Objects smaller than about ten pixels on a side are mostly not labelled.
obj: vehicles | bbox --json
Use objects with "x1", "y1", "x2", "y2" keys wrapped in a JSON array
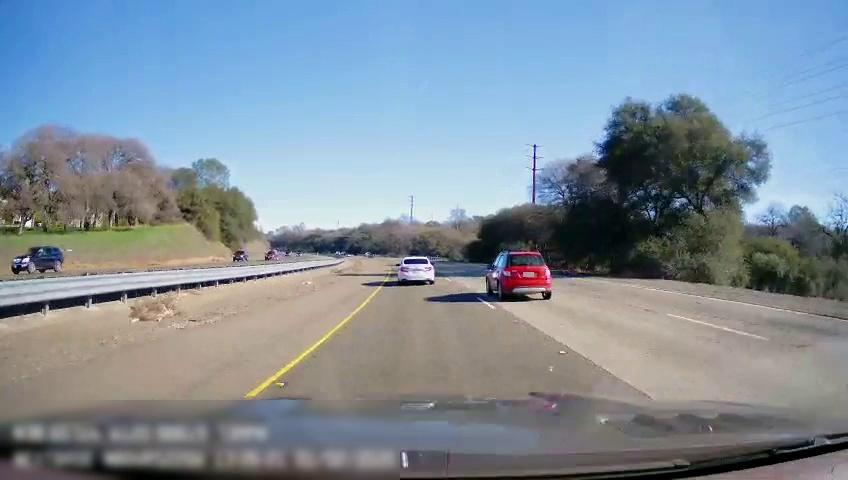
[
  {"x1": 485, "y1": 251, "x2": 553, "y2": 303},
  {"x1": 10, "y1": 245, "x2": 65, "y2": 276},
  {"x1": 264, "y1": 250, "x2": 279, "y2": 262},
  {"x1": 231, "y1": 250, "x2": 249, "y2": 262},
  {"x1": 394, "y1": 257, "x2": 434, "y2": 286}
]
